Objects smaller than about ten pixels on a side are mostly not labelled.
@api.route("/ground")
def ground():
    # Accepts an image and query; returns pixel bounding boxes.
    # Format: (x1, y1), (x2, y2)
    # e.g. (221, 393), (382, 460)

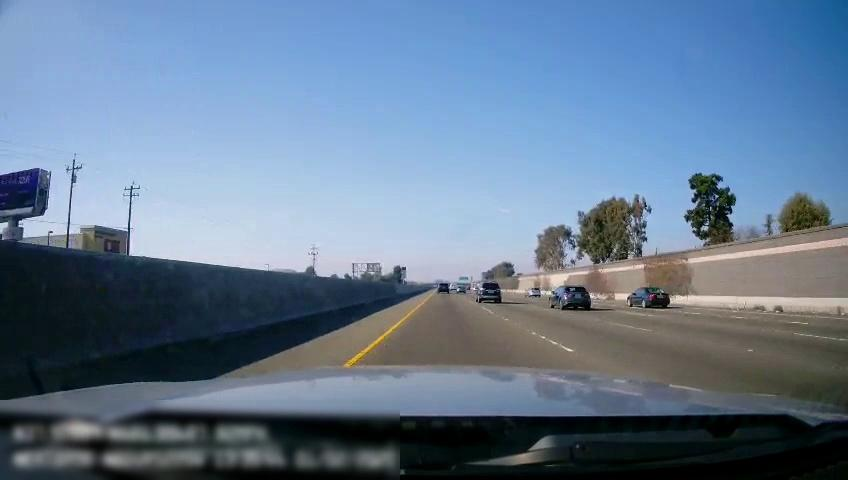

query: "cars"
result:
(548, 285), (592, 310)
(525, 287), (541, 297)
(455, 284), (466, 294)
(627, 286), (671, 308)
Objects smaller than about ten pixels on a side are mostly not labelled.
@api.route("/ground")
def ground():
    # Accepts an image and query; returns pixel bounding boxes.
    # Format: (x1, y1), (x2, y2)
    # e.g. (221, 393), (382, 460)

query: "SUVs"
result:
(437, 281), (450, 295)
(474, 282), (502, 303)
